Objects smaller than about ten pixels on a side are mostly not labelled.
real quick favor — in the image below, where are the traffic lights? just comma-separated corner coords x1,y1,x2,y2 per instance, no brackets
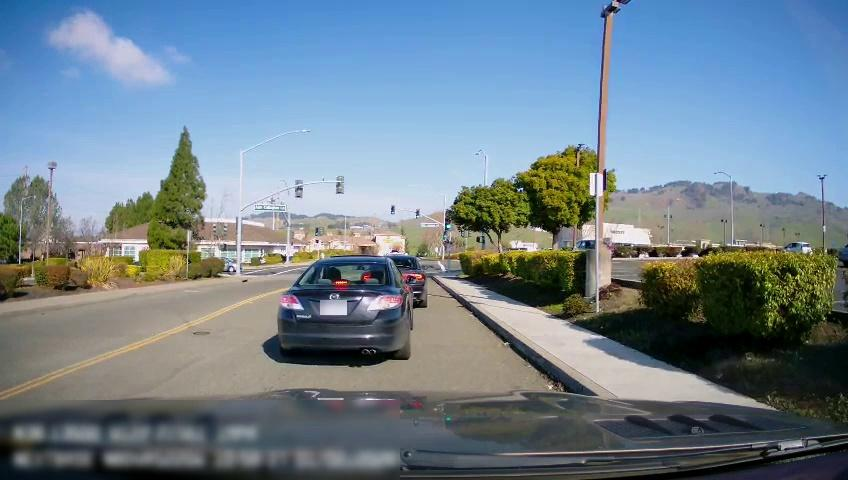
443,213,453,232
234,214,243,233
294,179,305,199
414,208,421,221
335,176,345,194
390,204,396,216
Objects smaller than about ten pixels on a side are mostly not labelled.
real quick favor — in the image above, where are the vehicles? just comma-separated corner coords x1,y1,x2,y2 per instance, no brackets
218,258,237,273
574,239,615,258
274,254,418,360
782,241,813,256
373,254,427,307
838,243,848,268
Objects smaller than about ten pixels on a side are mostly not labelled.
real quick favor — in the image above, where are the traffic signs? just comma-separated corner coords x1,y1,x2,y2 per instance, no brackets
420,222,441,229
254,201,289,211
588,171,604,197
185,230,192,241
